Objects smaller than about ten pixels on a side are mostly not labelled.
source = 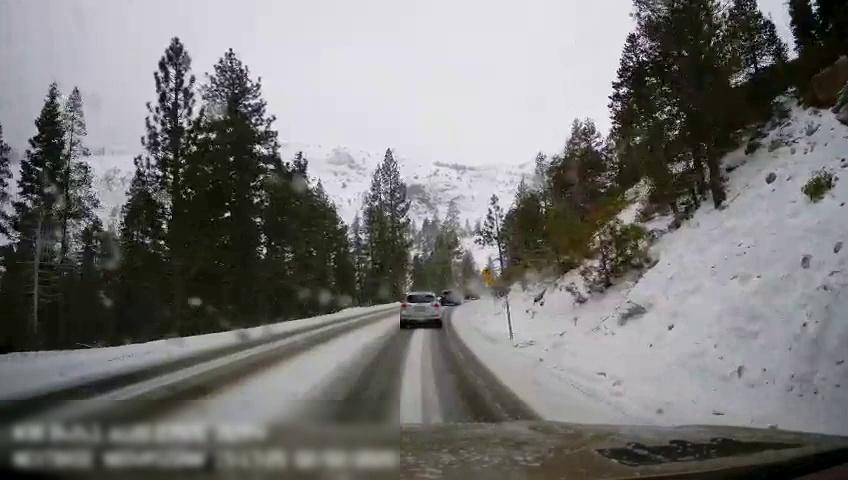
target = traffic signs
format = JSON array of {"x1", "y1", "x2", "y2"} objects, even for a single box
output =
[{"x1": 480, "y1": 264, "x2": 498, "y2": 287}]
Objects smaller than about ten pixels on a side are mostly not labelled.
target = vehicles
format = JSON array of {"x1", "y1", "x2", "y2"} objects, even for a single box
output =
[
  {"x1": 399, "y1": 291, "x2": 443, "y2": 330},
  {"x1": 464, "y1": 287, "x2": 480, "y2": 300},
  {"x1": 440, "y1": 289, "x2": 459, "y2": 306}
]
